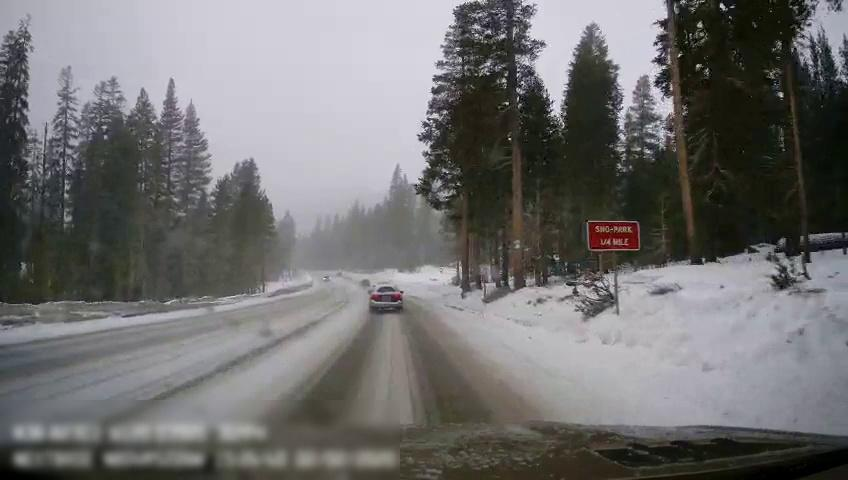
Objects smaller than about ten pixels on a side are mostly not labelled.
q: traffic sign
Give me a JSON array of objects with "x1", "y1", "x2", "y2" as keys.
[{"x1": 587, "y1": 219, "x2": 640, "y2": 253}]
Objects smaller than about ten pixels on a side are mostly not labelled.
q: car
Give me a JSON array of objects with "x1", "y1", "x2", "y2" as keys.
[{"x1": 365, "y1": 282, "x2": 405, "y2": 316}]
